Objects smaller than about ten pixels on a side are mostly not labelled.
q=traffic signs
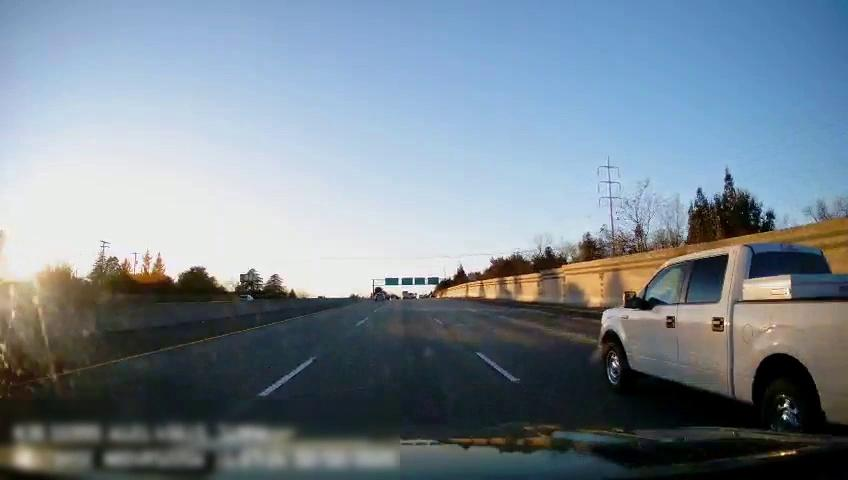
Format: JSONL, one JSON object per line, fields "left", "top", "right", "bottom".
{"left": 427, "top": 276, "right": 440, "bottom": 286}
{"left": 401, "top": 277, "right": 413, "bottom": 285}
{"left": 384, "top": 277, "right": 399, "bottom": 287}
{"left": 414, "top": 277, "right": 426, "bottom": 285}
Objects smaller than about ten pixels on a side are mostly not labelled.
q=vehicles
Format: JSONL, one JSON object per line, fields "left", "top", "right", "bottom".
{"left": 239, "top": 294, "right": 254, "bottom": 301}
{"left": 598, "top": 241, "right": 848, "bottom": 436}
{"left": 374, "top": 291, "right": 386, "bottom": 302}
